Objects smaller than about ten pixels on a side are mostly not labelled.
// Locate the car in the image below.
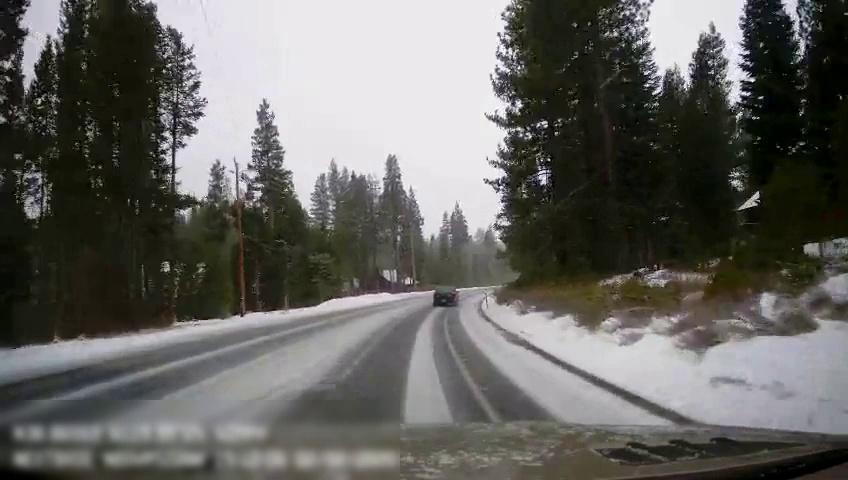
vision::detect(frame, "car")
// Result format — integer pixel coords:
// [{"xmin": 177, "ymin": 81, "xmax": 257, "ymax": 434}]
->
[{"xmin": 433, "ymin": 286, "xmax": 460, "ymax": 308}]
